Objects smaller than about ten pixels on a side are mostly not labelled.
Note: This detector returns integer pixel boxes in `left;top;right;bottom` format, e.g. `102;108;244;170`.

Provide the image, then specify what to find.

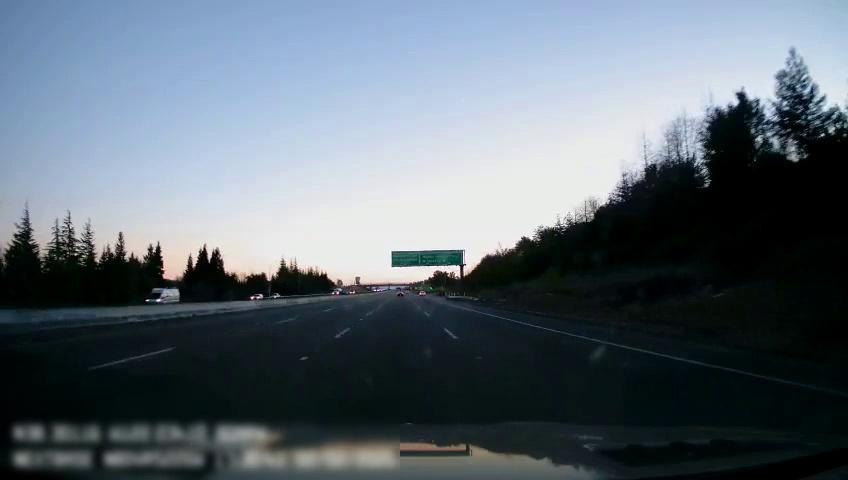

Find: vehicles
144;288;180;305
271;293;281;299
248;293;264;301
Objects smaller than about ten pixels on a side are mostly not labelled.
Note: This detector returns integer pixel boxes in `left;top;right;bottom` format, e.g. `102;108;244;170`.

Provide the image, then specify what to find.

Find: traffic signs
392;251;464;268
